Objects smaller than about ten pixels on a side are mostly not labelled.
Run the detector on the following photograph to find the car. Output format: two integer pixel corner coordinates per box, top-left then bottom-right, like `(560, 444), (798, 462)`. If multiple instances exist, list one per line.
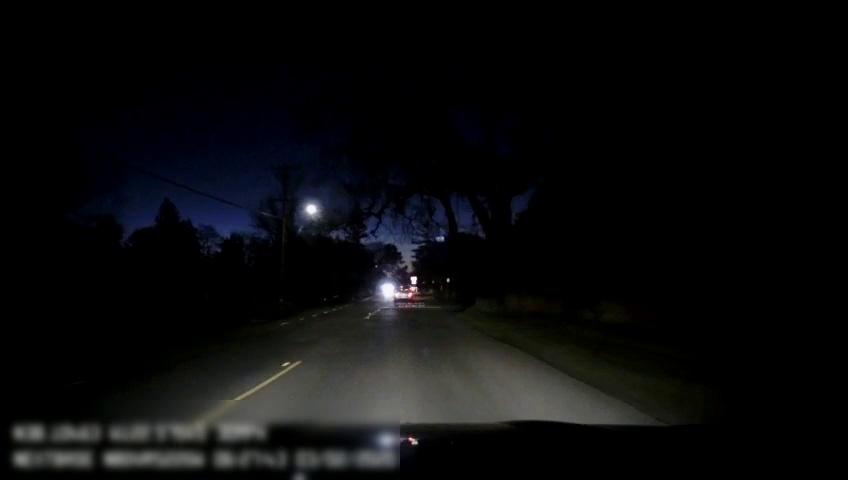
(393, 287), (414, 305)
